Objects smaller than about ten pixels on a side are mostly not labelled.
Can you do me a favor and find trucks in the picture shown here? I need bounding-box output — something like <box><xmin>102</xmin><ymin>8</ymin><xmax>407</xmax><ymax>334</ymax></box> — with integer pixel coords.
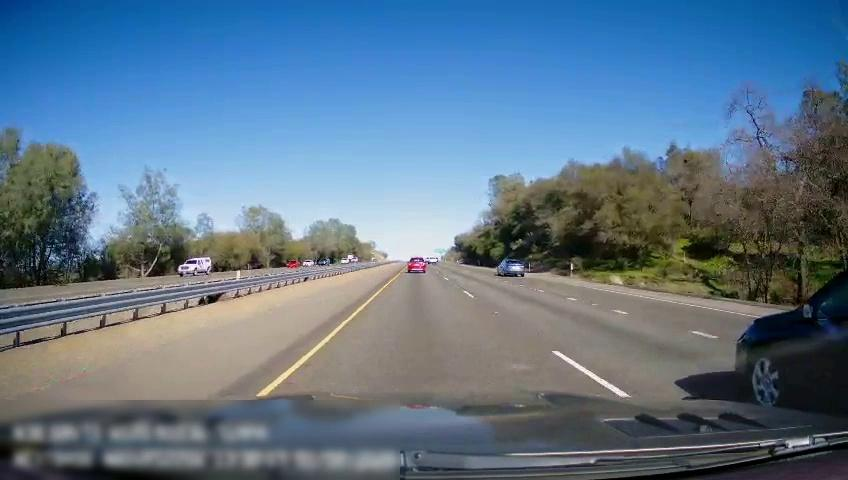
<box><xmin>177</xmin><ymin>257</ymin><xmax>214</xmax><ymax>277</ymax></box>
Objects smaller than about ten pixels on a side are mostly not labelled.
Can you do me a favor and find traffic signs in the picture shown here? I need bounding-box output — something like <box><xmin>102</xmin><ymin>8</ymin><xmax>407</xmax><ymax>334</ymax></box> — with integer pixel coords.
<box><xmin>432</xmin><ymin>248</ymin><xmax>446</xmax><ymax>255</ymax></box>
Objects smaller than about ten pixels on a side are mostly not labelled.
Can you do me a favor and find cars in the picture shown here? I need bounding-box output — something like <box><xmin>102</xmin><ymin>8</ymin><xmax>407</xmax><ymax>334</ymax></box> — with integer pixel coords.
<box><xmin>407</xmin><ymin>256</ymin><xmax>427</xmax><ymax>273</ymax></box>
<box><xmin>496</xmin><ymin>259</ymin><xmax>525</xmax><ymax>277</ymax></box>
<box><xmin>283</xmin><ymin>260</ymin><xmax>301</xmax><ymax>270</ymax></box>
<box><xmin>737</xmin><ymin>267</ymin><xmax>848</xmax><ymax>416</ymax></box>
